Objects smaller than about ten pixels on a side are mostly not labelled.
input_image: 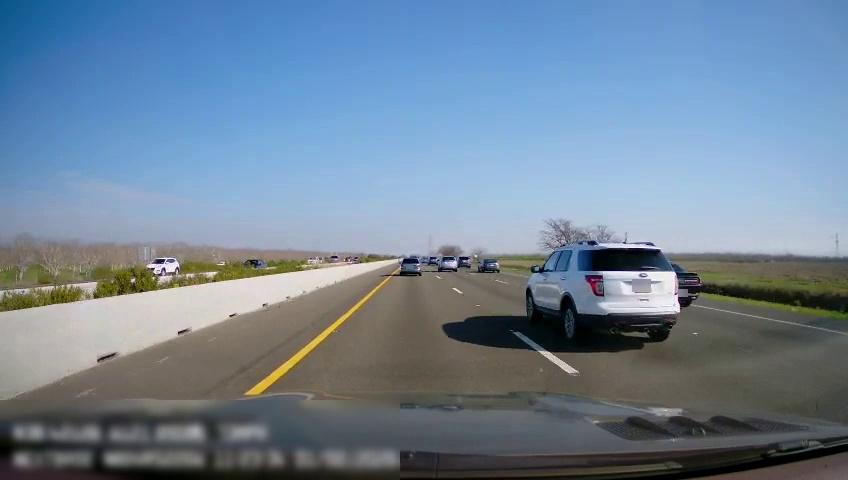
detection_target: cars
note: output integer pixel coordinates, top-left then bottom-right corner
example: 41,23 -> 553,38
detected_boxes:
246,259 -> 268,269
477,258 -> 502,274
670,263 -> 702,308
398,257 -> 423,276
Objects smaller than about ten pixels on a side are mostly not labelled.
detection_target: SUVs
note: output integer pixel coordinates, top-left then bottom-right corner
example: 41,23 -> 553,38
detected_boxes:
525,239 -> 680,345
147,257 -> 180,276
428,256 -> 439,266
458,256 -> 472,268
437,255 -> 458,272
